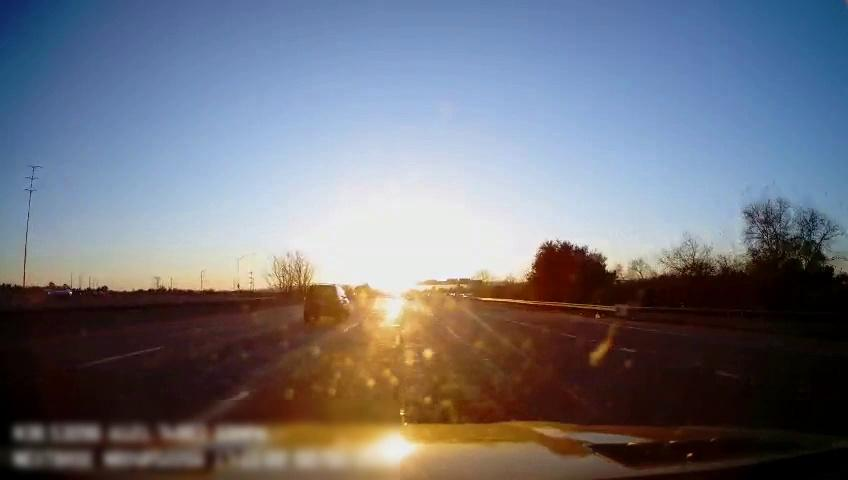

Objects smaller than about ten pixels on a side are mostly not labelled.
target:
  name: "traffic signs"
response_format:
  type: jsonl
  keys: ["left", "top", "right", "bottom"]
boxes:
{"left": 425, "top": 279, "right": 437, "bottom": 285}
{"left": 459, "top": 278, "right": 471, "bottom": 284}
{"left": 447, "top": 278, "right": 458, "bottom": 284}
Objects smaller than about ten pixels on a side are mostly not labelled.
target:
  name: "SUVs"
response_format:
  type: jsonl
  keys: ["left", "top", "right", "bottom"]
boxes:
{"left": 304, "top": 283, "right": 350, "bottom": 322}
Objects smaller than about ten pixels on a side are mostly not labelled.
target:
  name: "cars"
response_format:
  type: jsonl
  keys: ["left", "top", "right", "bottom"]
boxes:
{"left": 39, "top": 285, "right": 73, "bottom": 297}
